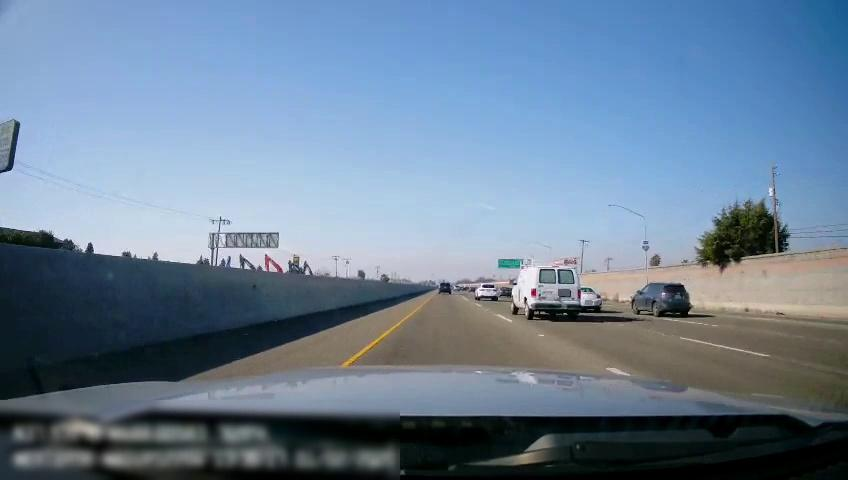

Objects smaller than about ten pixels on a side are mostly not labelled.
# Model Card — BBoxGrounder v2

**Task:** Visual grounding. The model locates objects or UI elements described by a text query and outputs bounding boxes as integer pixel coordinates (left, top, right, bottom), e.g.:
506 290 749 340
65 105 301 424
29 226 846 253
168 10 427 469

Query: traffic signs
496 257 531 269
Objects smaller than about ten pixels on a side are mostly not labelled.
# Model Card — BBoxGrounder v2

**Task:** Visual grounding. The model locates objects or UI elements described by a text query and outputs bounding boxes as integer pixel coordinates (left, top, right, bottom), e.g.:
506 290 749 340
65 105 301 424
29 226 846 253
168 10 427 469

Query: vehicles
631 281 691 319
438 281 452 295
498 287 511 297
580 286 602 312
473 282 499 301
508 264 581 321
